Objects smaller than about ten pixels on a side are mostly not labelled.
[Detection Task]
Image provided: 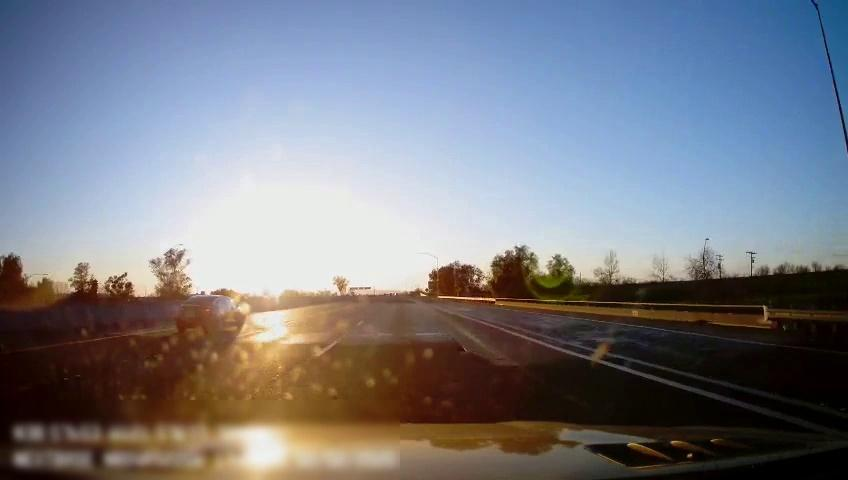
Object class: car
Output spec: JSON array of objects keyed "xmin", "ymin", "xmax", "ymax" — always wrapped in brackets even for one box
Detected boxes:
[{"xmin": 175, "ymin": 295, "xmax": 247, "ymax": 334}]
